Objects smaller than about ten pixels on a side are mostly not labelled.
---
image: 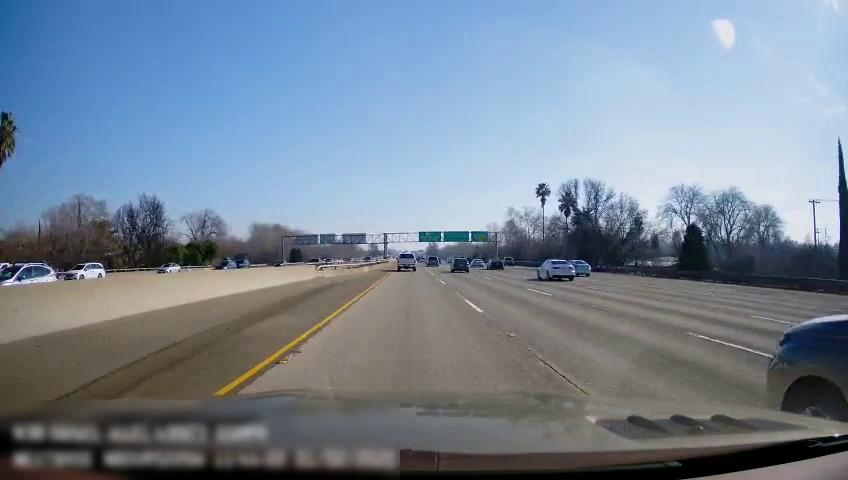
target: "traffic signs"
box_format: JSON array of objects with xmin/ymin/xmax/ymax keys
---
[
  {"xmin": 295, "ymin": 233, "xmax": 318, "ymax": 246},
  {"xmin": 443, "ymin": 231, "xmax": 469, "ymax": 243},
  {"xmin": 319, "ymin": 233, "xmax": 336, "ymax": 245},
  {"xmin": 342, "ymin": 232, "xmax": 367, "ymax": 245},
  {"xmin": 470, "ymin": 230, "xmax": 489, "ymax": 243},
  {"xmin": 418, "ymin": 231, "xmax": 441, "ymax": 243}
]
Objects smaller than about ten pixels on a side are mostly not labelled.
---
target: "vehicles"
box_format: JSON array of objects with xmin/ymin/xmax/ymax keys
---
[
  {"xmin": 0, "ymin": 262, "xmax": 60, "ymax": 288},
  {"xmin": 536, "ymin": 258, "xmax": 576, "ymax": 282},
  {"xmin": 470, "ymin": 258, "xmax": 485, "ymax": 268},
  {"xmin": 395, "ymin": 252, "xmax": 417, "ymax": 272},
  {"xmin": 426, "ymin": 256, "xmax": 439, "ymax": 267},
  {"xmin": 486, "ymin": 258, "xmax": 505, "ymax": 271},
  {"xmin": 231, "ymin": 257, "xmax": 251, "ymax": 269},
  {"xmin": 501, "ymin": 256, "xmax": 515, "ymax": 267},
  {"xmin": 764, "ymin": 313, "xmax": 848, "ymax": 424},
  {"xmin": 156, "ymin": 262, "xmax": 183, "ymax": 274},
  {"xmin": 450, "ymin": 256, "xmax": 470, "ymax": 272},
  {"xmin": 214, "ymin": 256, "xmax": 237, "ymax": 271},
  {"xmin": 64, "ymin": 262, "xmax": 107, "ymax": 281},
  {"xmin": 0, "ymin": 262, "xmax": 15, "ymax": 273},
  {"xmin": 565, "ymin": 259, "xmax": 593, "ymax": 277}
]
